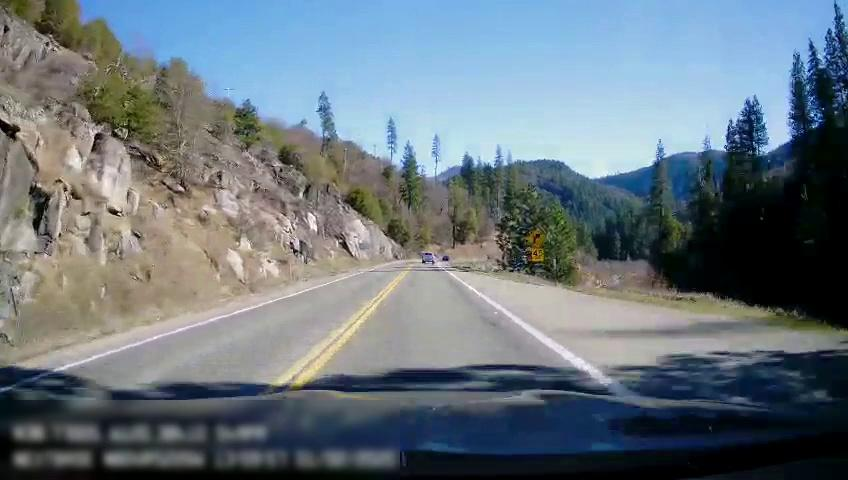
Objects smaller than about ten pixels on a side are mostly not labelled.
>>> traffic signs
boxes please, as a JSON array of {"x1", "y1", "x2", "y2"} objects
[
  {"x1": 527, "y1": 230, "x2": 545, "y2": 248},
  {"x1": 530, "y1": 247, "x2": 545, "y2": 263}
]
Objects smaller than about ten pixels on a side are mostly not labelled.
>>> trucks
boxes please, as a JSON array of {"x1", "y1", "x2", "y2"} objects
[{"x1": 422, "y1": 253, "x2": 434, "y2": 264}]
